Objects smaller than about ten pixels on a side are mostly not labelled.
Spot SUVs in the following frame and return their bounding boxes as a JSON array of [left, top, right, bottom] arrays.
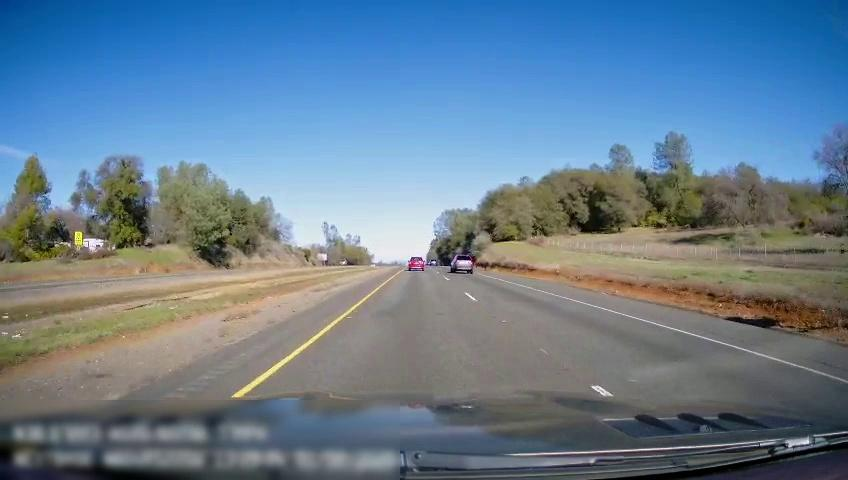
[[407, 256, 424, 271], [449, 254, 475, 275]]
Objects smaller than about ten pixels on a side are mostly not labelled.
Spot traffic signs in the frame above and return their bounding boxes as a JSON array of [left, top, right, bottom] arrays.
[[74, 232, 83, 246]]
